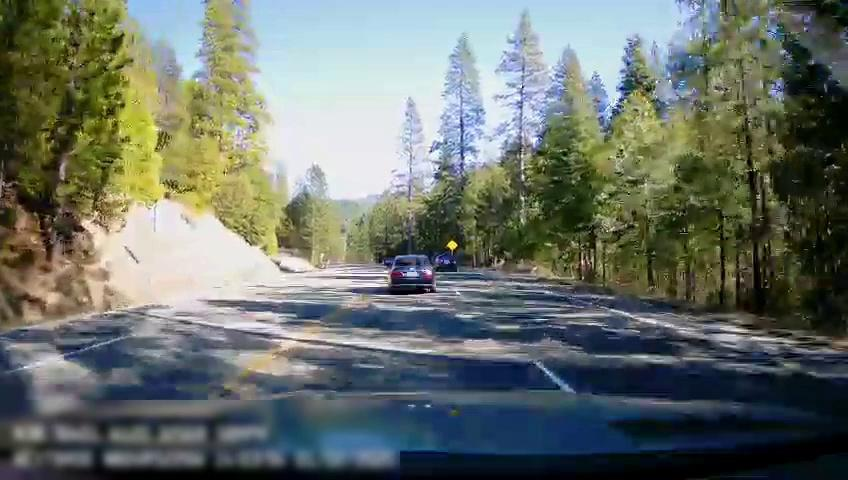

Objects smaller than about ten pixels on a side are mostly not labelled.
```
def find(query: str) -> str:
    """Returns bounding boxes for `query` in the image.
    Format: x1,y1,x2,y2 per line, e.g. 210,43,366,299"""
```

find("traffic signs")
446,238,459,252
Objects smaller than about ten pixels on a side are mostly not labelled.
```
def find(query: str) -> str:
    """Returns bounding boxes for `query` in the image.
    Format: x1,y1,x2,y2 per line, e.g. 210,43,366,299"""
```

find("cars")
390,254,436,294
434,255,458,273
